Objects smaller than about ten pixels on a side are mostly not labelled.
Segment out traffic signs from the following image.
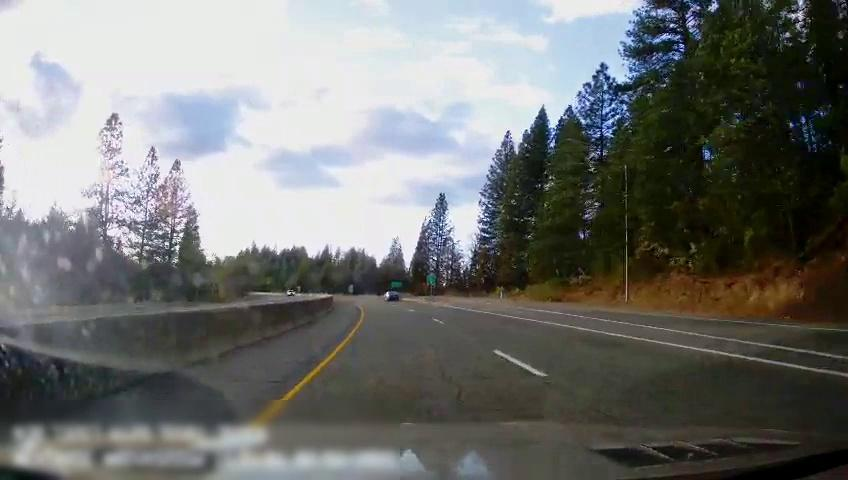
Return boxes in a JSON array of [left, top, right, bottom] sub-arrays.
[[426, 272, 437, 287], [391, 281, 402, 288]]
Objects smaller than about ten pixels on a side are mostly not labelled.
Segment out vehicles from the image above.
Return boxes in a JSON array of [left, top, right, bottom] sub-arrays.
[[286, 289, 296, 297], [385, 290, 400, 302]]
